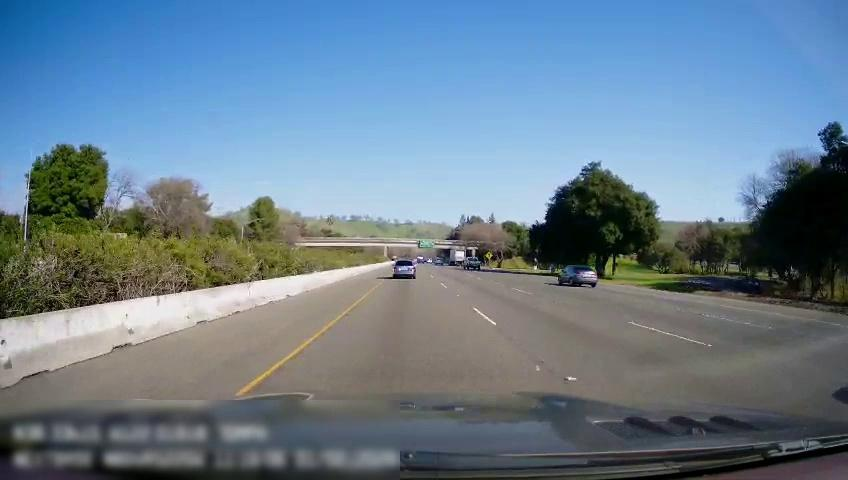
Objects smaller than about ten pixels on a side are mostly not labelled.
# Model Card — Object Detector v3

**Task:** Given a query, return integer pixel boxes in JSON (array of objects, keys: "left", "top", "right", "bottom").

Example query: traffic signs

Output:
[{"left": 419, "top": 239, "right": 433, "bottom": 249}]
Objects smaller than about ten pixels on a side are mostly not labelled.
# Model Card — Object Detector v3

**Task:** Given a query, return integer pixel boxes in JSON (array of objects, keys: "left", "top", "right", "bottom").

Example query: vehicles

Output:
[
  {"left": 557, "top": 264, "right": 599, "bottom": 289},
  {"left": 463, "top": 257, "right": 481, "bottom": 271},
  {"left": 449, "top": 249, "right": 466, "bottom": 266},
  {"left": 391, "top": 260, "right": 417, "bottom": 280},
  {"left": 729, "top": 276, "right": 761, "bottom": 294}
]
